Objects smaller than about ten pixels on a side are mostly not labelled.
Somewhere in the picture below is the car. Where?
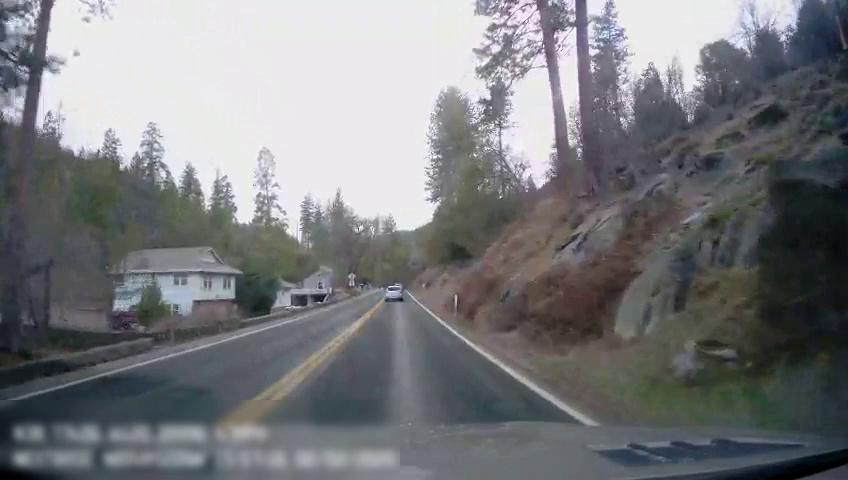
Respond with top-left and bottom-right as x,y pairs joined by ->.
385,285 -> 404,302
